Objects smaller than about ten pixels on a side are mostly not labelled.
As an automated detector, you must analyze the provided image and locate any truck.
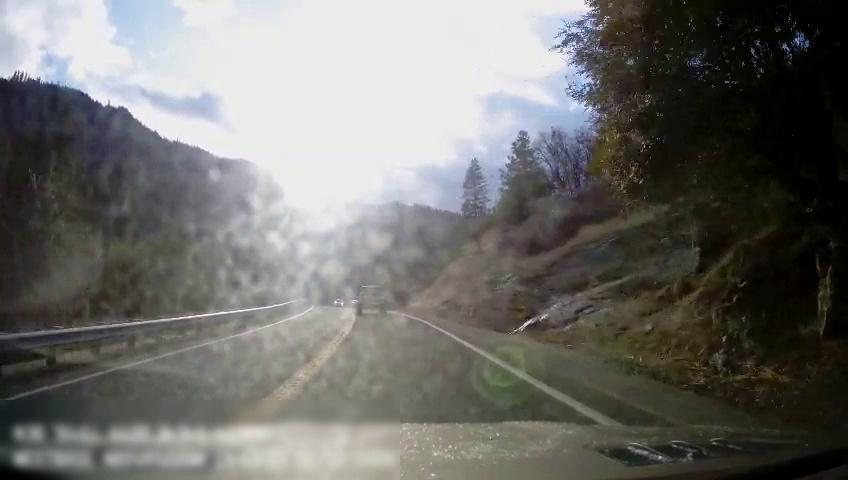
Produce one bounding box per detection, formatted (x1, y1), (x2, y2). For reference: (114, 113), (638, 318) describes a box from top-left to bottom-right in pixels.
(355, 285), (388, 315)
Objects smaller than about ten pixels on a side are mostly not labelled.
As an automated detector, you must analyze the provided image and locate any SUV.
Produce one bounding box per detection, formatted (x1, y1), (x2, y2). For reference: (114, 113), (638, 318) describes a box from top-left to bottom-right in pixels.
(333, 298), (346, 308)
